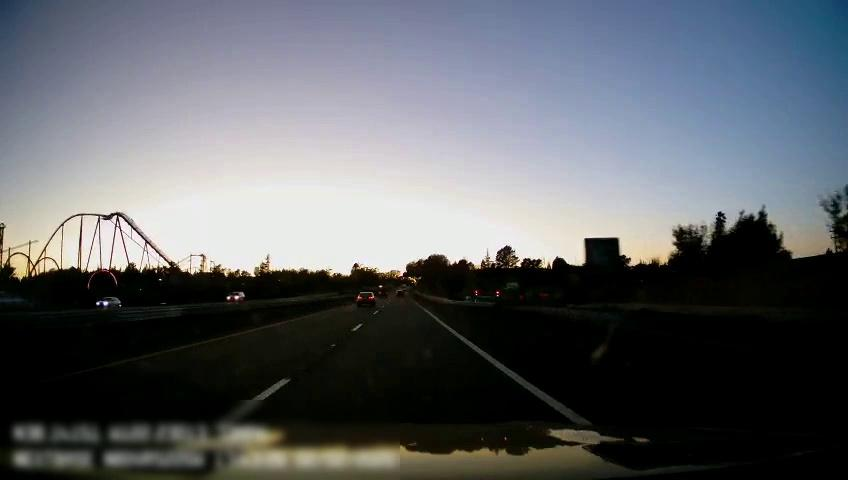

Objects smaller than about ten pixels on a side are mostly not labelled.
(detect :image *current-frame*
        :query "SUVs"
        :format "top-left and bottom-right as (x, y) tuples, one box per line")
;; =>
(227, 290), (246, 302)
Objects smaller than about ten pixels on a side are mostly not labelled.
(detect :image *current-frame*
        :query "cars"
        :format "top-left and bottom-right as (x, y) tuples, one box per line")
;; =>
(94, 297), (123, 308)
(356, 291), (378, 308)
